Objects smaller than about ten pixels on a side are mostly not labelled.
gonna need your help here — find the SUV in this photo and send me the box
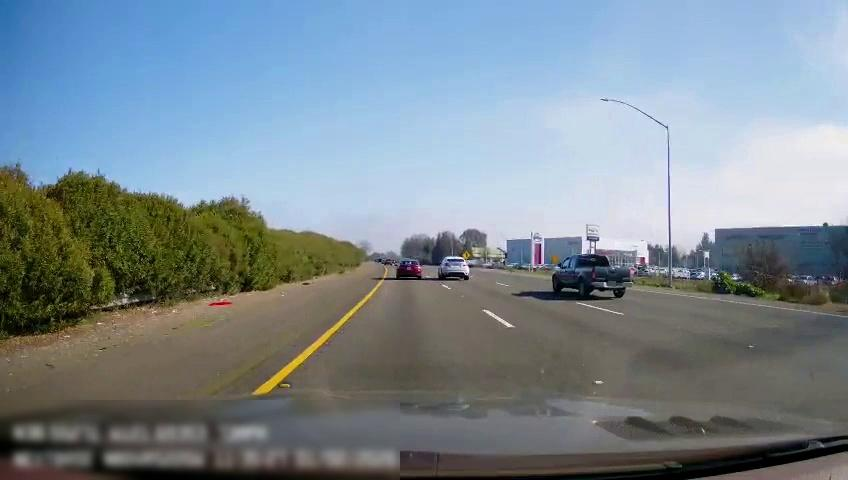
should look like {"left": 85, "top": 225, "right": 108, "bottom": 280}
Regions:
{"left": 438, "top": 256, "right": 470, "bottom": 281}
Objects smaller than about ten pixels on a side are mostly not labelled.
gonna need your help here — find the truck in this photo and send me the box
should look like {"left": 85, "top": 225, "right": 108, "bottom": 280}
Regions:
{"left": 552, "top": 254, "right": 632, "bottom": 300}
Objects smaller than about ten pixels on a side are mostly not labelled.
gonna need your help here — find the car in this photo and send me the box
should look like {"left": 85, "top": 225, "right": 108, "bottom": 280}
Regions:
{"left": 396, "top": 259, "right": 422, "bottom": 280}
